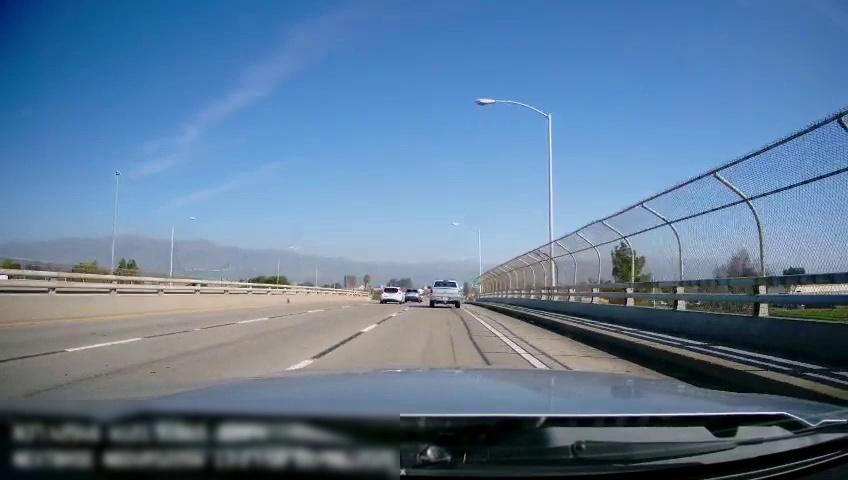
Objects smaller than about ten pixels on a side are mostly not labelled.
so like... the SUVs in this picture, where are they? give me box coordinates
[380,286,405,304]
[404,288,421,303]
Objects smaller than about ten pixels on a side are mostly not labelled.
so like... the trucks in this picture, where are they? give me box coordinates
[427,279,461,308]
